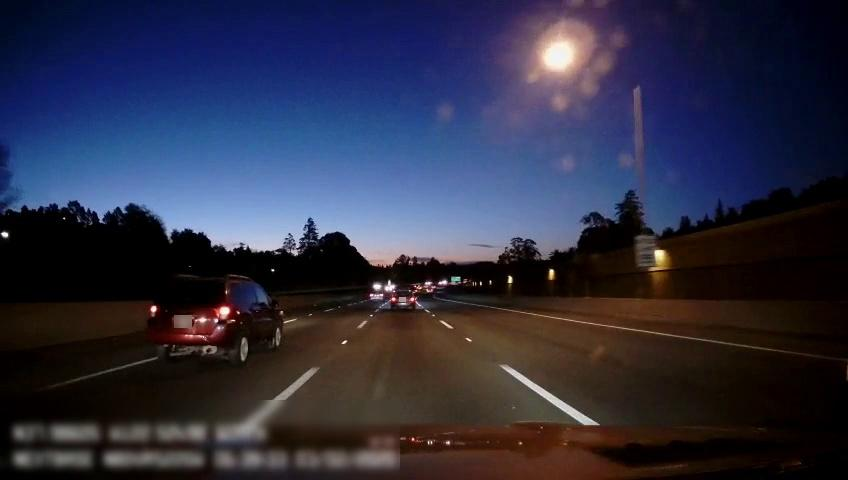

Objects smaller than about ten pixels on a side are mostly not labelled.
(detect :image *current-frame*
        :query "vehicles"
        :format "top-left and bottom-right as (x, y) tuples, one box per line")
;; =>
(145, 273), (285, 368)
(390, 290), (416, 312)
(369, 290), (386, 303)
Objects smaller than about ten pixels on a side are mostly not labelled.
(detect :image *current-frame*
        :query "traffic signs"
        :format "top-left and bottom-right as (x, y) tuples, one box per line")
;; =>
(451, 276), (462, 282)
(635, 236), (657, 267)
